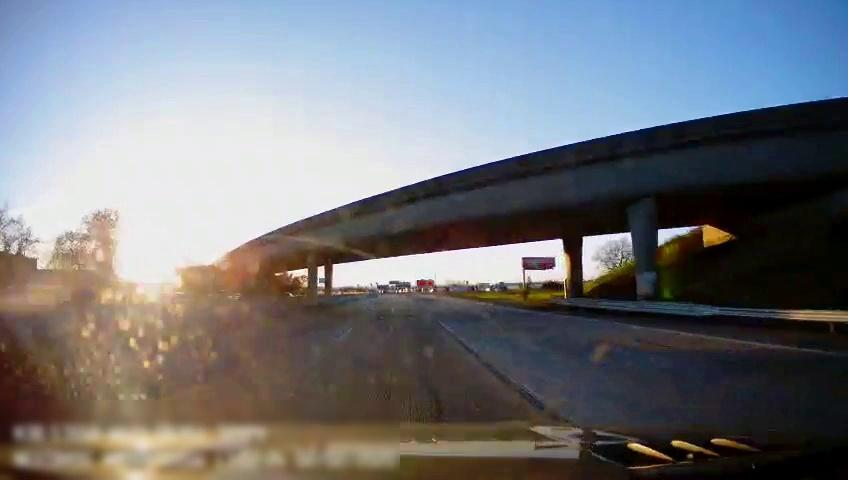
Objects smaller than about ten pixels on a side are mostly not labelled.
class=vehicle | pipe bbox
[282,292,294,298]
